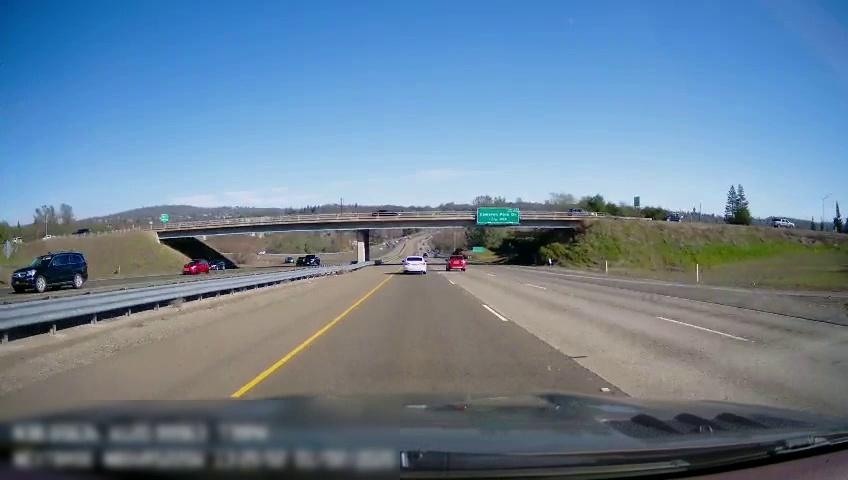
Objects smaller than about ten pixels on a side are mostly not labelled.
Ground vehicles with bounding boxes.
[567,208,585,218]
[402,256,427,274]
[302,254,320,266]
[295,256,310,267]
[445,256,467,272]
[39,235,56,241]
[371,210,399,218]
[210,259,227,271]
[662,214,683,224]
[771,218,795,229]
[8,237,23,244]
[181,258,209,276]
[9,253,88,295]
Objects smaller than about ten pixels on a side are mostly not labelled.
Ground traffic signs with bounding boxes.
[472,246,485,253]
[477,207,520,225]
